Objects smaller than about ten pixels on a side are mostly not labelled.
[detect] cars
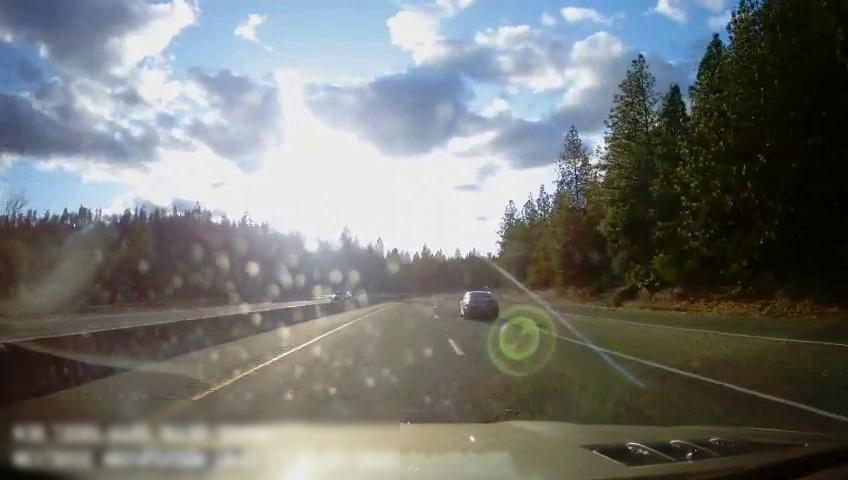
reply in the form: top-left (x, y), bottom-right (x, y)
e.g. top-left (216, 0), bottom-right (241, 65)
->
top-left (459, 290), bottom-right (499, 321)
top-left (330, 290), bottom-right (353, 303)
